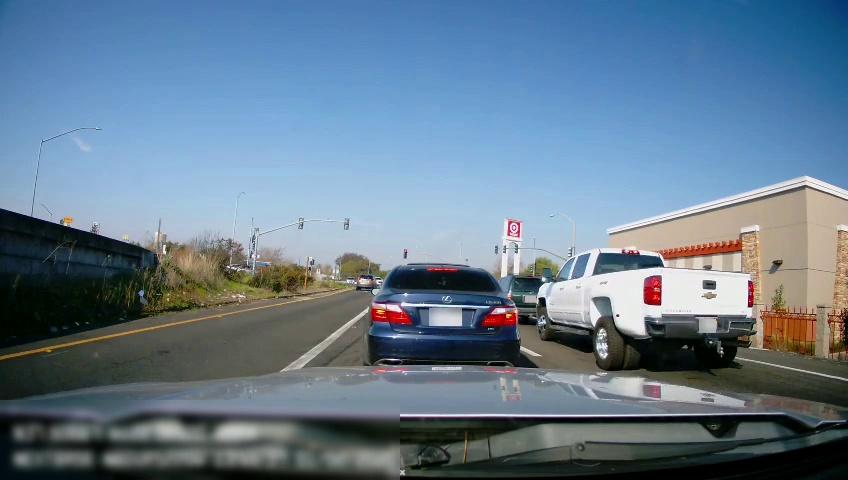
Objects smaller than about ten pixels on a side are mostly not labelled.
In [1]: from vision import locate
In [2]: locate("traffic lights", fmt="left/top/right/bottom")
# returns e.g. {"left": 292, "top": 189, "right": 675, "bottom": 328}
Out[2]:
{"left": 343, "top": 217, "right": 350, "bottom": 231}
{"left": 297, "top": 217, "right": 305, "bottom": 230}
{"left": 502, "top": 243, "right": 507, "bottom": 255}
{"left": 513, "top": 242, "right": 519, "bottom": 256}
{"left": 567, "top": 247, "right": 573, "bottom": 261}
{"left": 403, "top": 248, "right": 408, "bottom": 260}
{"left": 494, "top": 244, "right": 499, "bottom": 255}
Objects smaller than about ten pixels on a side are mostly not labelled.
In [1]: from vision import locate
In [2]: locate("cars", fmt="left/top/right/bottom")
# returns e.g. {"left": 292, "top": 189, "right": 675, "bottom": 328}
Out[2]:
{"left": 361, "top": 262, "right": 522, "bottom": 367}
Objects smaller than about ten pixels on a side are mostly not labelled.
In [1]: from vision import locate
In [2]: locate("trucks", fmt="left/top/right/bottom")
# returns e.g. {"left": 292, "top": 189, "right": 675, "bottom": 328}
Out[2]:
{"left": 535, "top": 247, "right": 758, "bottom": 372}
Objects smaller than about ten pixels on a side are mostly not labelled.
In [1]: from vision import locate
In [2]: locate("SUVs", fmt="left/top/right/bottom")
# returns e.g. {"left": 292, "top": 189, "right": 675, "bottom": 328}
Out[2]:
{"left": 356, "top": 274, "right": 377, "bottom": 291}
{"left": 497, "top": 272, "right": 546, "bottom": 323}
